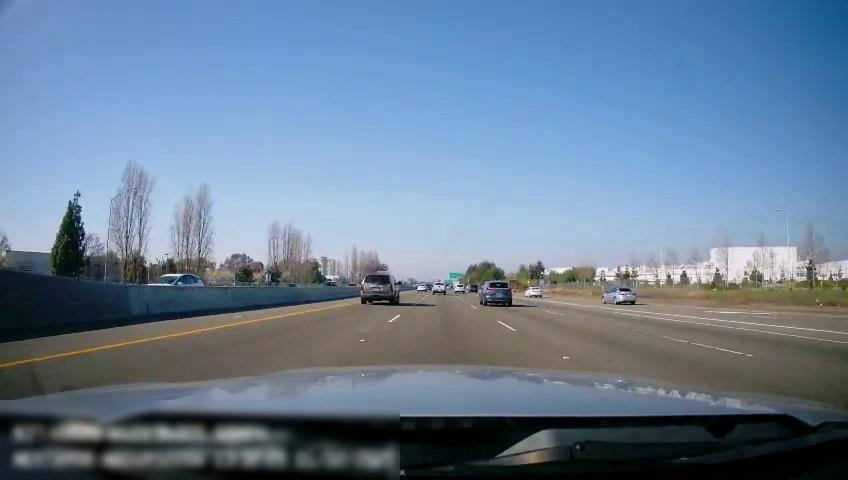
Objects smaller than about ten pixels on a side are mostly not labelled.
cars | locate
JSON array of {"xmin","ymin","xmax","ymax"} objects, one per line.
[
  {"xmin": 524, "ymin": 286, "xmax": 543, "ymax": 298},
  {"xmin": 601, "ymin": 287, "xmax": 637, "ymax": 305},
  {"xmin": 146, "ymin": 272, "xmax": 207, "ymax": 287},
  {"xmin": 417, "ymin": 283, "xmax": 428, "ymax": 293}
]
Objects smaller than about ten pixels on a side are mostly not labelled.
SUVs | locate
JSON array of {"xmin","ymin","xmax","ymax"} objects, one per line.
[
  {"xmin": 479, "ymin": 281, "xmax": 513, "ymax": 307},
  {"xmin": 431, "ymin": 280, "xmax": 449, "ymax": 295},
  {"xmin": 359, "ymin": 273, "xmax": 403, "ymax": 306},
  {"xmin": 454, "ymin": 283, "xmax": 466, "ymax": 294}
]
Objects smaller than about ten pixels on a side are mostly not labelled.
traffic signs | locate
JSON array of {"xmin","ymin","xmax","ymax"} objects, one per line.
[{"xmin": 447, "ymin": 271, "xmax": 464, "ymax": 279}]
